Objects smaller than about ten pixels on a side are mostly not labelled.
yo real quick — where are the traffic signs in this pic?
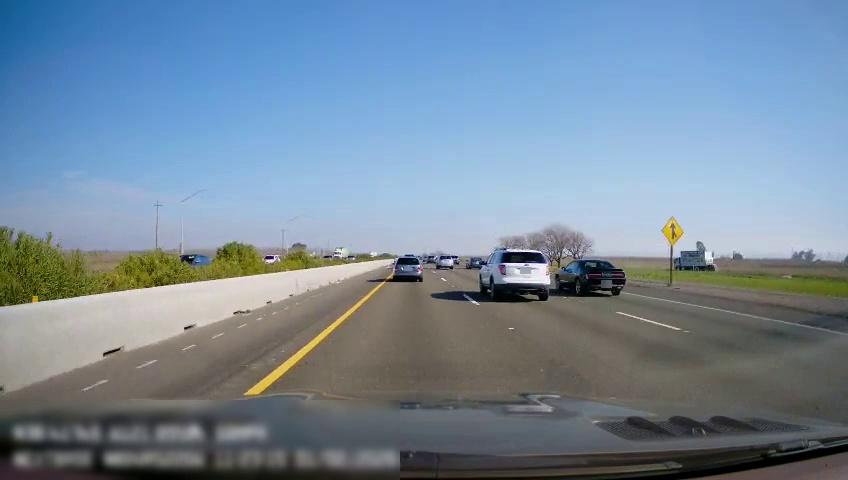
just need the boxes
[660,215,685,246]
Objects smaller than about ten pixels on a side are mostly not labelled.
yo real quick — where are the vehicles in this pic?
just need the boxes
[264,255,281,265]
[466,256,483,269]
[180,254,210,267]
[450,255,461,266]
[435,254,454,270]
[479,246,550,301]
[332,247,354,259]
[393,256,424,282]
[553,259,627,298]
